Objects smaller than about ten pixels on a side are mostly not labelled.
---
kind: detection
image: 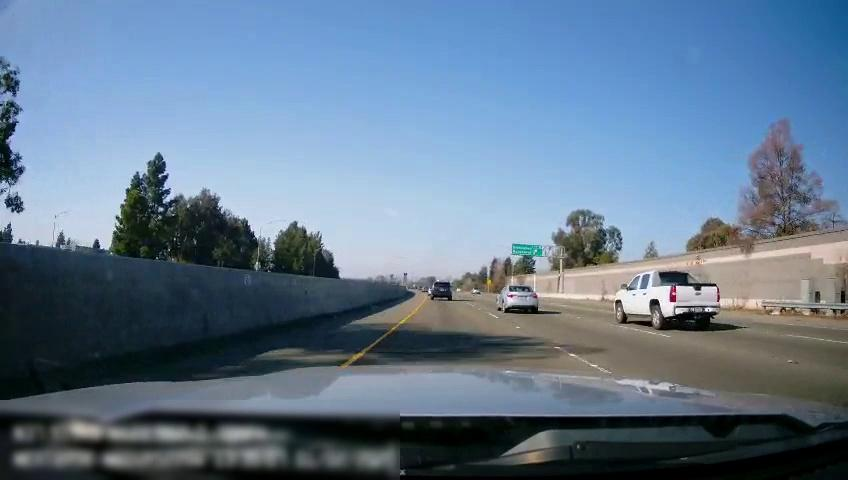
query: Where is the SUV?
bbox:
[430,281,453,301]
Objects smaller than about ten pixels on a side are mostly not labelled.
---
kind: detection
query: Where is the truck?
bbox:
[613,271,721,330]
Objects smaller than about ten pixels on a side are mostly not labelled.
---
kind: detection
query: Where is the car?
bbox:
[496,285,539,313]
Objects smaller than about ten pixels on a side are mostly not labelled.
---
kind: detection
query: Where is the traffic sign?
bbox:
[511,243,545,257]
